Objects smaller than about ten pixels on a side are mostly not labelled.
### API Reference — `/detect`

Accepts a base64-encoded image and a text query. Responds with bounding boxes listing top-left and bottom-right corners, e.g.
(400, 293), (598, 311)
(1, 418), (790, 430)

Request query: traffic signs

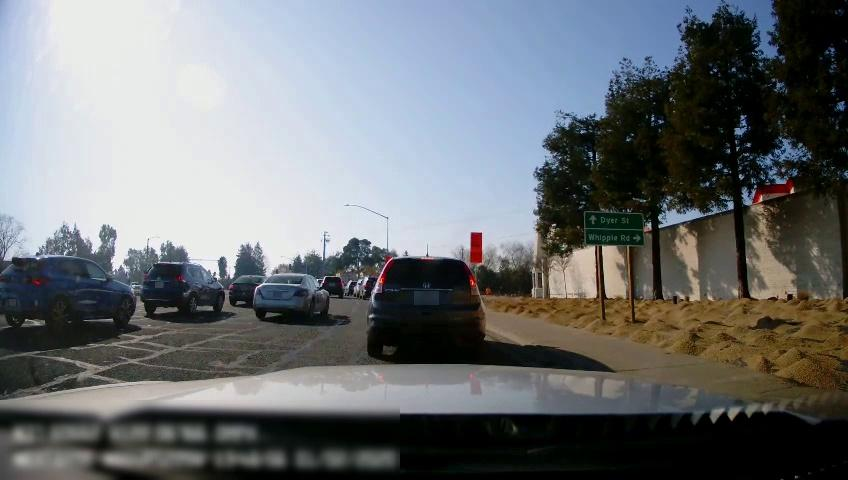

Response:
(589, 211), (651, 245)
(471, 231), (485, 264)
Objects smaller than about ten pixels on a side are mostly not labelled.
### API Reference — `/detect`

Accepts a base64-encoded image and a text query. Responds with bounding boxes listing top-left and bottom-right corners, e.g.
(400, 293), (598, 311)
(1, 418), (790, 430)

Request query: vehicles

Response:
(344, 280), (355, 296)
(339, 271), (358, 282)
(0, 256), (137, 333)
(321, 275), (345, 299)
(141, 261), (226, 320)
(350, 279), (364, 297)
(359, 276), (378, 300)
(364, 255), (489, 362)
(253, 273), (330, 324)
(230, 275), (267, 306)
